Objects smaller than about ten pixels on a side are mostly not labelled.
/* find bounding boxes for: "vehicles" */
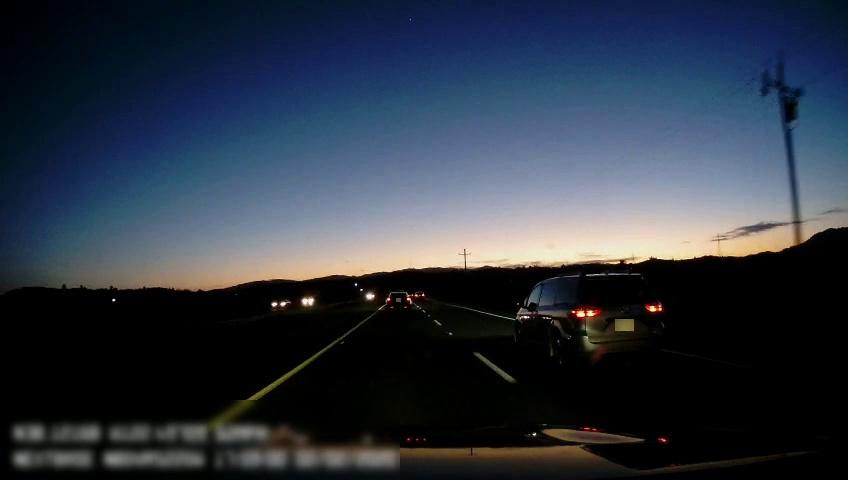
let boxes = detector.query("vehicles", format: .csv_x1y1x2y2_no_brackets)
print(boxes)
413,290,426,301
300,295,316,308
270,296,292,311
385,291,412,311
513,272,665,369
